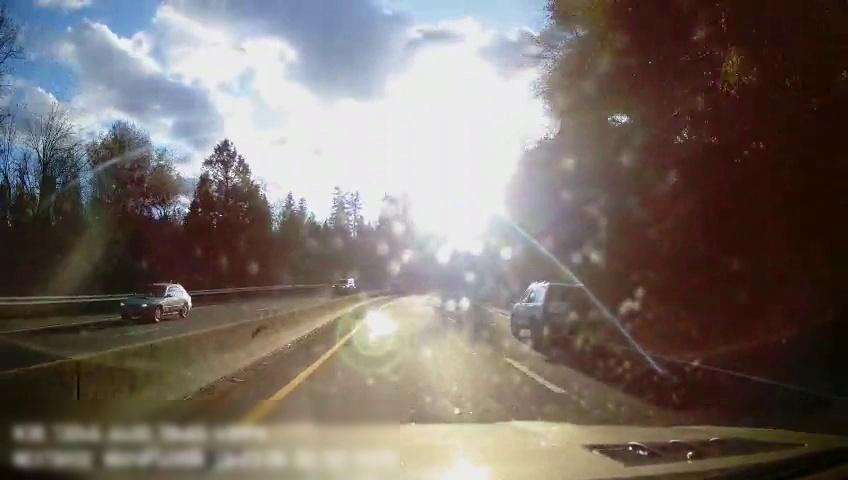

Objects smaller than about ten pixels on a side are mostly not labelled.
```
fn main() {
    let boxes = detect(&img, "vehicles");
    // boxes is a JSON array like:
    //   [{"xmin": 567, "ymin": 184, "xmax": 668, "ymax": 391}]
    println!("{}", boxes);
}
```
[
  {"xmin": 118, "ymin": 282, "xmax": 192, "ymax": 323},
  {"xmin": 509, "ymin": 280, "xmax": 588, "ymax": 345},
  {"xmin": 330, "ymin": 277, "xmax": 356, "ymax": 292}
]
